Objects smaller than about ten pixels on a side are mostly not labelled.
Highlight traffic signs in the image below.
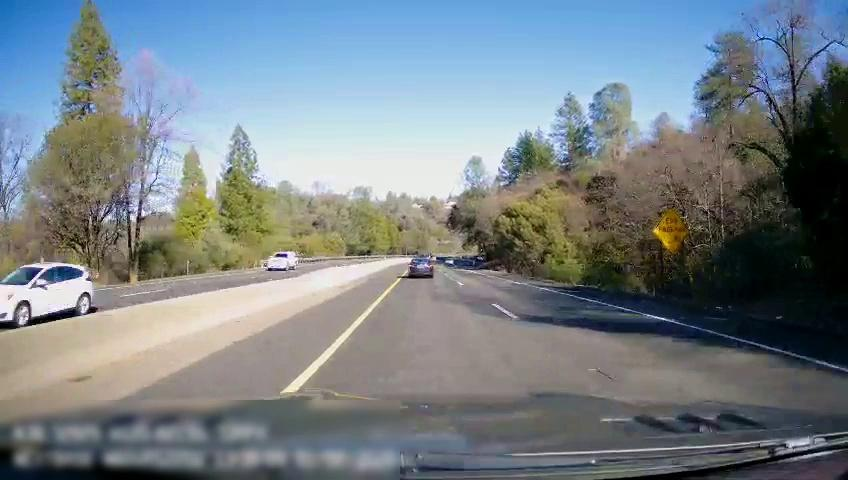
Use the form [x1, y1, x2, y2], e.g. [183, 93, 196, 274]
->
[652, 208, 690, 259]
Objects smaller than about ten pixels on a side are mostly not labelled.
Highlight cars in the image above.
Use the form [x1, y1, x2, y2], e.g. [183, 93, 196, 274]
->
[408, 255, 434, 278]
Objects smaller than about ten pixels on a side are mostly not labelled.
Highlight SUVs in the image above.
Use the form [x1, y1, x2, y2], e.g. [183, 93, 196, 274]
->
[267, 252, 299, 271]
[0, 263, 94, 329]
